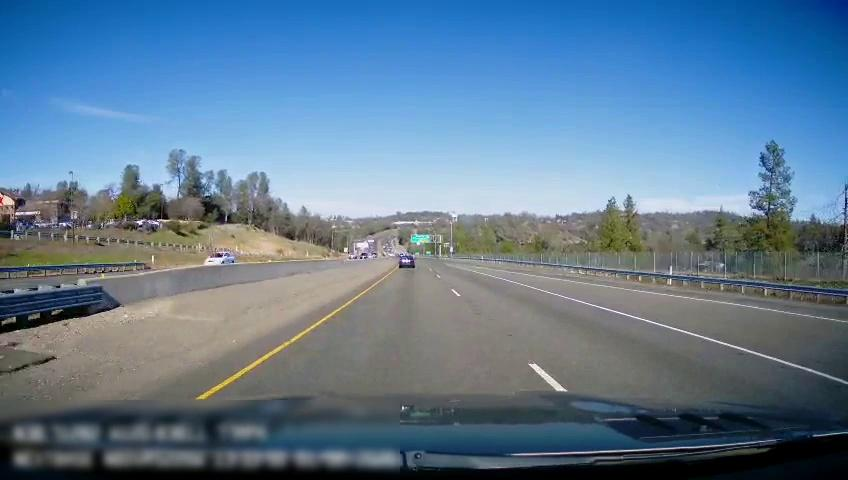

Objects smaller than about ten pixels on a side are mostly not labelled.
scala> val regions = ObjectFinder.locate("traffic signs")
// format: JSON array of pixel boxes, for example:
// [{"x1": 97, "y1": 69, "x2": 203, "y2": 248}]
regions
[{"x1": 412, "y1": 233, "x2": 432, "y2": 244}]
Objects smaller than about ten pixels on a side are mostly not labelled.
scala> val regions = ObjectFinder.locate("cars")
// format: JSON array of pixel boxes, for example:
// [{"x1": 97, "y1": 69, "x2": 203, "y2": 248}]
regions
[
  {"x1": 397, "y1": 253, "x2": 415, "y2": 269},
  {"x1": 203, "y1": 252, "x2": 236, "y2": 266}
]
